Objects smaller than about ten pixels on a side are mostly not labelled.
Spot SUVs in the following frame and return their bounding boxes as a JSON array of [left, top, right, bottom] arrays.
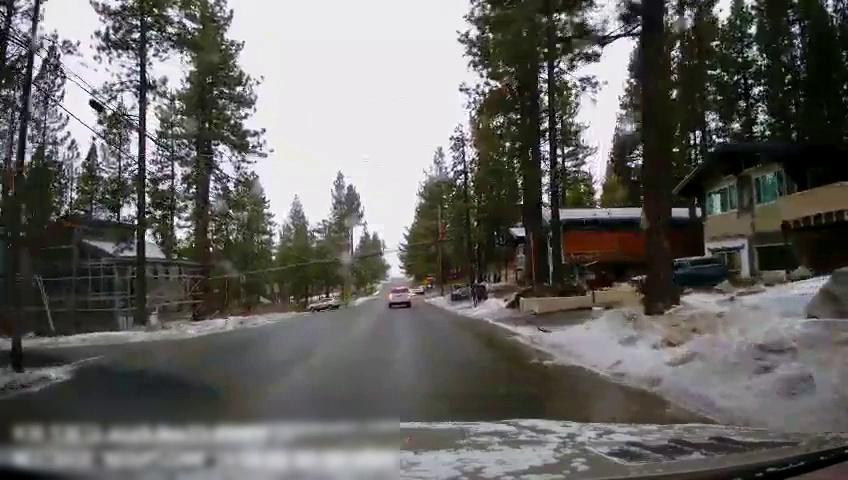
[[631, 256, 729, 294], [388, 285, 412, 309]]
